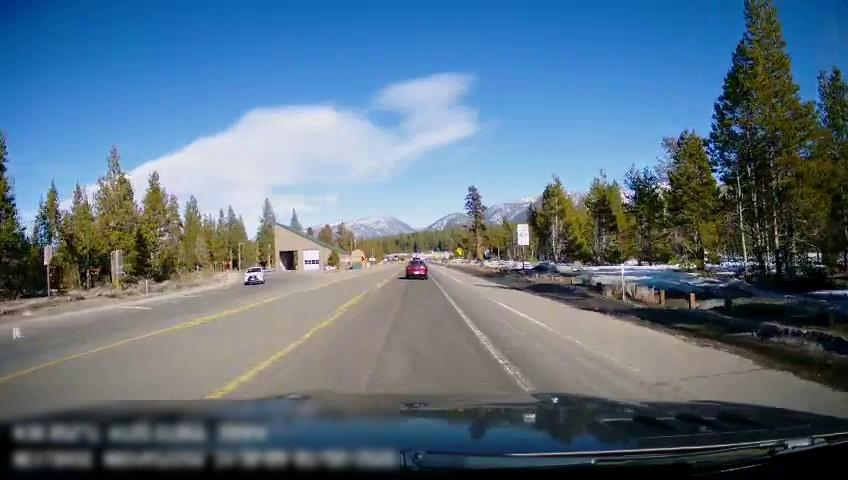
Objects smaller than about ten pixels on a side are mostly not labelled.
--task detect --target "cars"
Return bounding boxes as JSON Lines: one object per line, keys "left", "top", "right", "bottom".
{"left": 243, "top": 267, "right": 266, "bottom": 285}
{"left": 406, "top": 260, "right": 429, "bottom": 279}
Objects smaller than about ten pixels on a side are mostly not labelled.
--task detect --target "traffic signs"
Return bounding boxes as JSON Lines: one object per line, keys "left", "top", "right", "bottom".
{"left": 517, "top": 223, "right": 529, "bottom": 246}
